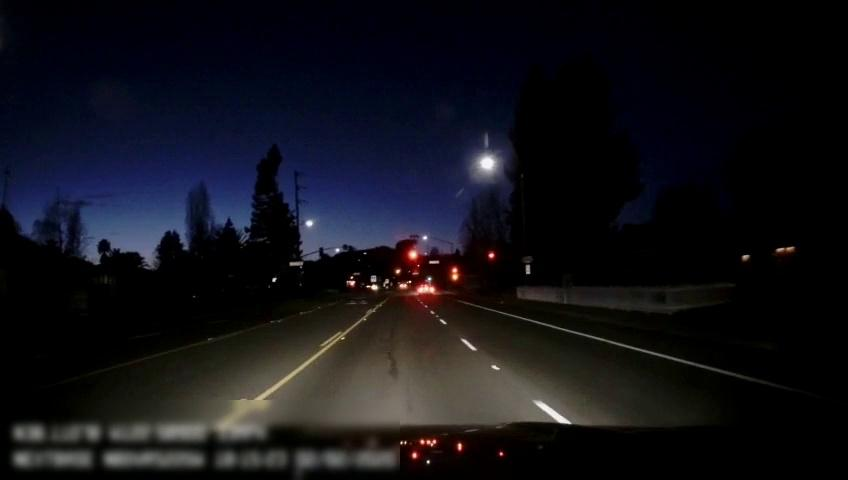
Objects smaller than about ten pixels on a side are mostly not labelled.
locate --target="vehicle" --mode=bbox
[416,283,436,296]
